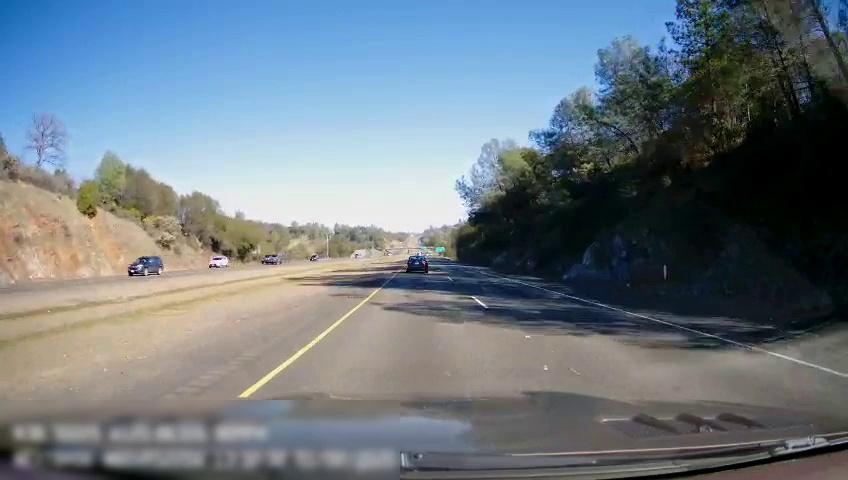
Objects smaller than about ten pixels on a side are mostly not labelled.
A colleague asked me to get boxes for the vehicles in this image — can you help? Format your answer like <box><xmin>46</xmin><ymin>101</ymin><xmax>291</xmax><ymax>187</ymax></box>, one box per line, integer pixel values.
<box><xmin>128</xmin><ymin>255</ymin><xmax>165</xmax><ymax>277</ymax></box>
<box><xmin>309</xmin><ymin>254</ymin><xmax>320</xmax><ymax>262</ymax></box>
<box><xmin>407</xmin><ymin>256</ymin><xmax>428</xmax><ymax>272</ymax></box>
<box><xmin>208</xmin><ymin>256</ymin><xmax>230</xmax><ymax>268</ymax></box>
<box><xmin>259</xmin><ymin>255</ymin><xmax>270</xmax><ymax>265</ymax></box>
<box><xmin>267</xmin><ymin>255</ymin><xmax>282</xmax><ymax>265</ymax></box>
